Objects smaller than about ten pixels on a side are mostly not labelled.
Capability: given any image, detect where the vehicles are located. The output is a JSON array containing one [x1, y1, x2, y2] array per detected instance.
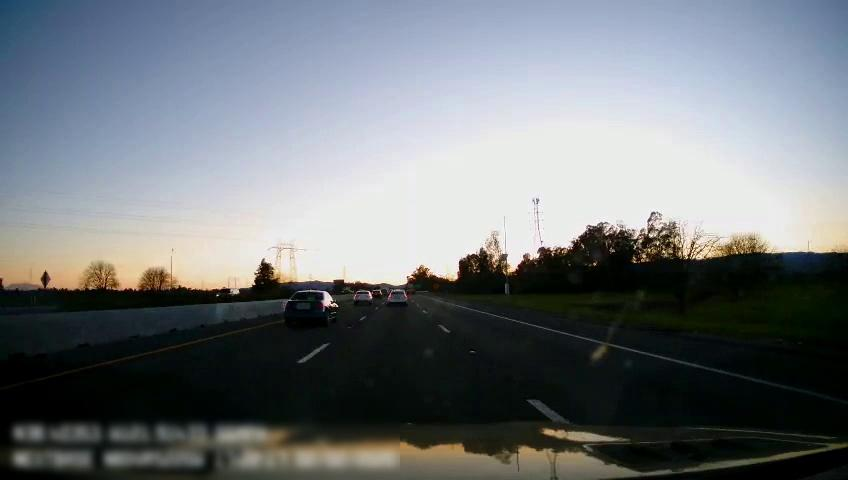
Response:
[[352, 290, 374, 306], [387, 288, 409, 305], [372, 289, 383, 299], [406, 283, 416, 295], [215, 287, 240, 300], [283, 291, 340, 328]]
